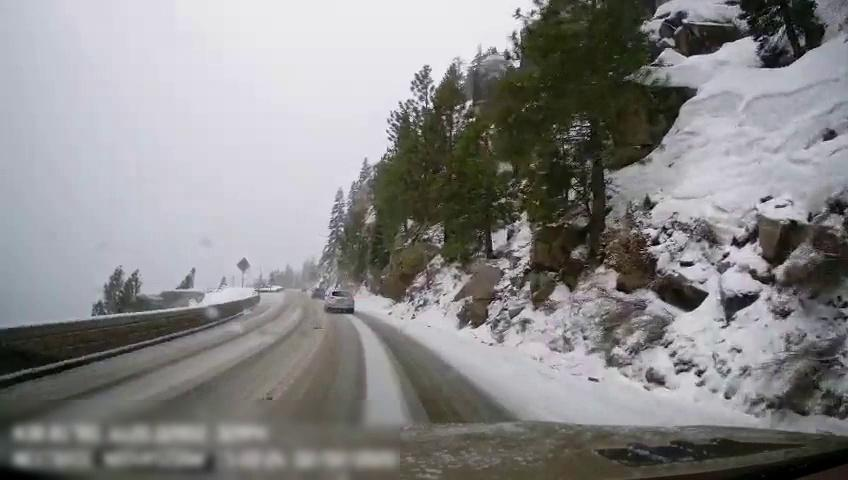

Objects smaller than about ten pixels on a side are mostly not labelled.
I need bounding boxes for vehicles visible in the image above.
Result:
[310,287,328,300]
[322,289,356,314]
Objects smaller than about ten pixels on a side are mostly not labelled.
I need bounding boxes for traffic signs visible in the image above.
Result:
[236,257,250,274]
